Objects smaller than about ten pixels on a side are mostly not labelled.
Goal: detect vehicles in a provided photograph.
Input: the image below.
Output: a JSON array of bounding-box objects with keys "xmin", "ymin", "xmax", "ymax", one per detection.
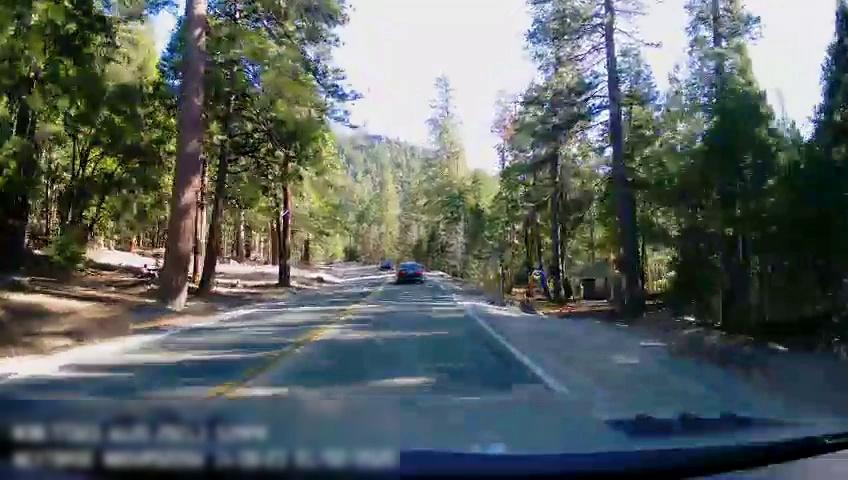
[
  {"xmin": 379, "ymin": 263, "xmax": 393, "ymax": 272},
  {"xmin": 395, "ymin": 259, "xmax": 425, "ymax": 284}
]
